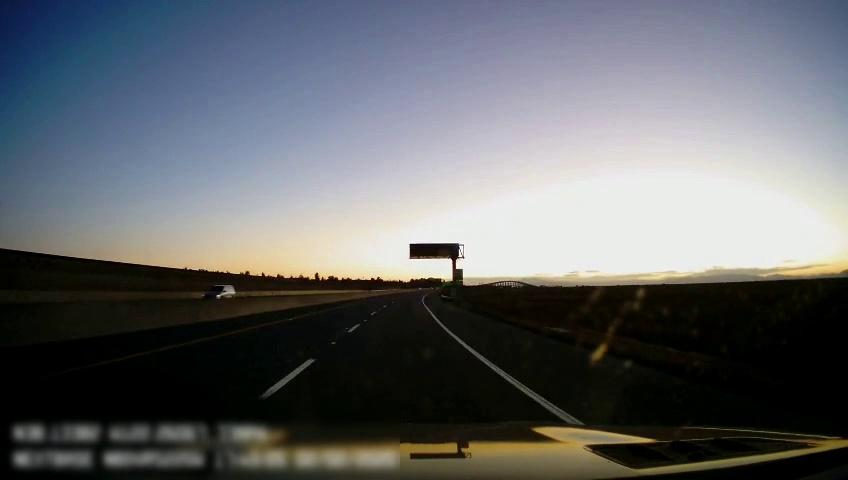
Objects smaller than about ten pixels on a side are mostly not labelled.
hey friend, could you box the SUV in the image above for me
[202,284,236,299]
